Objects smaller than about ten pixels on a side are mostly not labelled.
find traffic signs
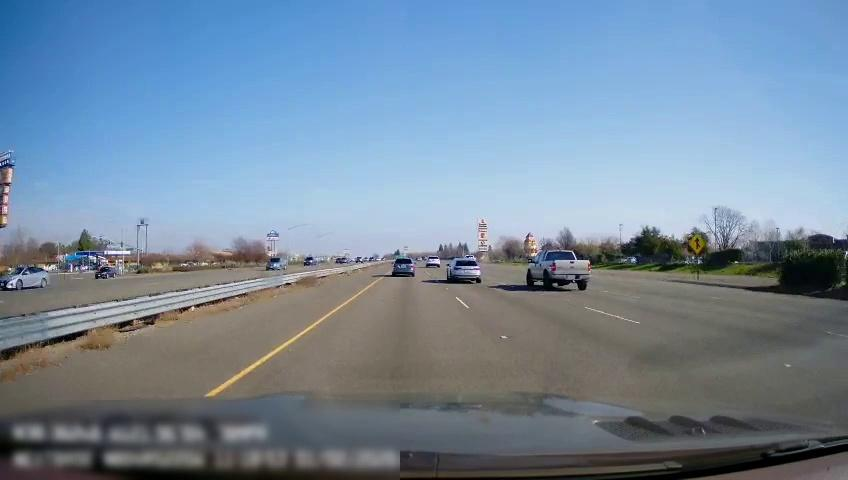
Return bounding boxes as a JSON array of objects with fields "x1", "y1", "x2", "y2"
[{"x1": 689, "y1": 233, "x2": 706, "y2": 254}]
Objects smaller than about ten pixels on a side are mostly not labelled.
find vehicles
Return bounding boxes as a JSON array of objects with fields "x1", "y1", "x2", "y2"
[
  {"x1": 426, "y1": 255, "x2": 441, "y2": 268},
  {"x1": 465, "y1": 255, "x2": 478, "y2": 259},
  {"x1": 0, "y1": 266, "x2": 49, "y2": 291},
  {"x1": 446, "y1": 257, "x2": 482, "y2": 284},
  {"x1": 304, "y1": 256, "x2": 320, "y2": 267},
  {"x1": 265, "y1": 256, "x2": 288, "y2": 272},
  {"x1": 390, "y1": 257, "x2": 418, "y2": 277},
  {"x1": 95, "y1": 266, "x2": 117, "y2": 280},
  {"x1": 526, "y1": 250, "x2": 592, "y2": 290}
]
